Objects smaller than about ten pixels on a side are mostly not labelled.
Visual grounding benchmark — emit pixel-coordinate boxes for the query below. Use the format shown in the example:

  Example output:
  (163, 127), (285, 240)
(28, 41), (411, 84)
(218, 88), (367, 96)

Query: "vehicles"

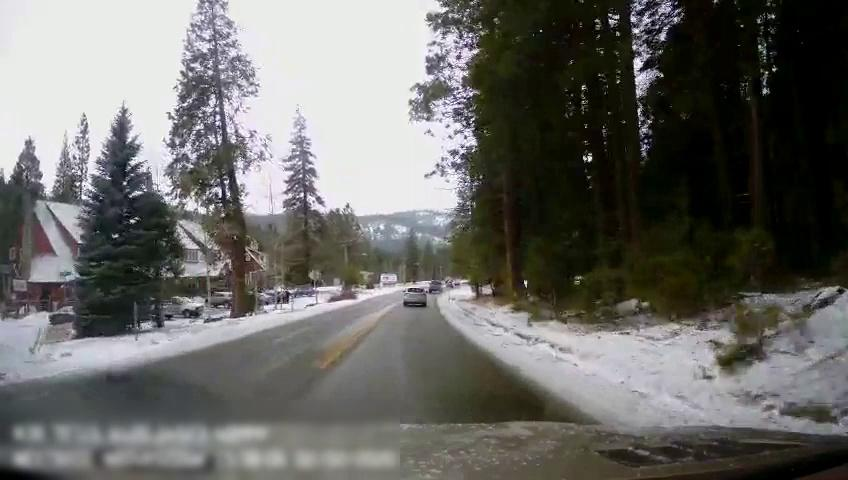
(161, 296), (205, 319)
(256, 293), (272, 305)
(428, 280), (442, 293)
(144, 298), (173, 321)
(265, 292), (285, 302)
(290, 287), (315, 297)
(48, 307), (88, 325)
(403, 287), (428, 306)
(204, 292), (233, 309)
